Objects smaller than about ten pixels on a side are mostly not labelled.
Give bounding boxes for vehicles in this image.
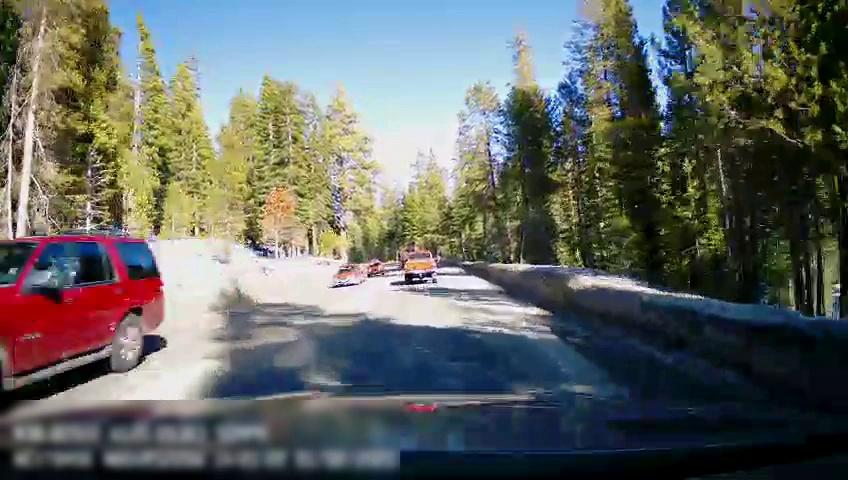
[403,251,439,283]
[334,263,365,287]
[367,258,385,278]
[0,229,168,393]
